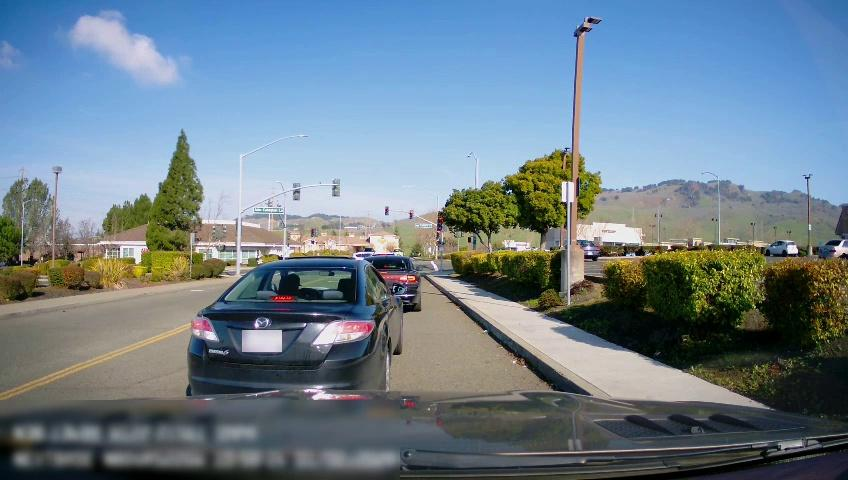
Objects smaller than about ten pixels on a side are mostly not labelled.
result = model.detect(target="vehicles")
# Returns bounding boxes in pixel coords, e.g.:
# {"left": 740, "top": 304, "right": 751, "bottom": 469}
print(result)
{"left": 577, "top": 237, "right": 602, "bottom": 260}
{"left": 361, "top": 245, "right": 374, "bottom": 255}
{"left": 817, "top": 237, "right": 848, "bottom": 270}
{"left": 184, "top": 255, "right": 405, "bottom": 396}
{"left": 367, "top": 255, "right": 424, "bottom": 311}
{"left": 351, "top": 251, "right": 379, "bottom": 260}
{"left": 764, "top": 239, "right": 799, "bottom": 256}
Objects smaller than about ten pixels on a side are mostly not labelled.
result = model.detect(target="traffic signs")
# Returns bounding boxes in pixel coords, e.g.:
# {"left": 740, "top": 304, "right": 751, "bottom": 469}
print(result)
{"left": 254, "top": 205, "right": 285, "bottom": 216}
{"left": 417, "top": 222, "right": 433, "bottom": 229}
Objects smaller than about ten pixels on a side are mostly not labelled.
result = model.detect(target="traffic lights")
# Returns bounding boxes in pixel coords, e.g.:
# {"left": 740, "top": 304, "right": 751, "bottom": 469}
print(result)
{"left": 331, "top": 179, "right": 340, "bottom": 196}
{"left": 291, "top": 183, "right": 300, "bottom": 201}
